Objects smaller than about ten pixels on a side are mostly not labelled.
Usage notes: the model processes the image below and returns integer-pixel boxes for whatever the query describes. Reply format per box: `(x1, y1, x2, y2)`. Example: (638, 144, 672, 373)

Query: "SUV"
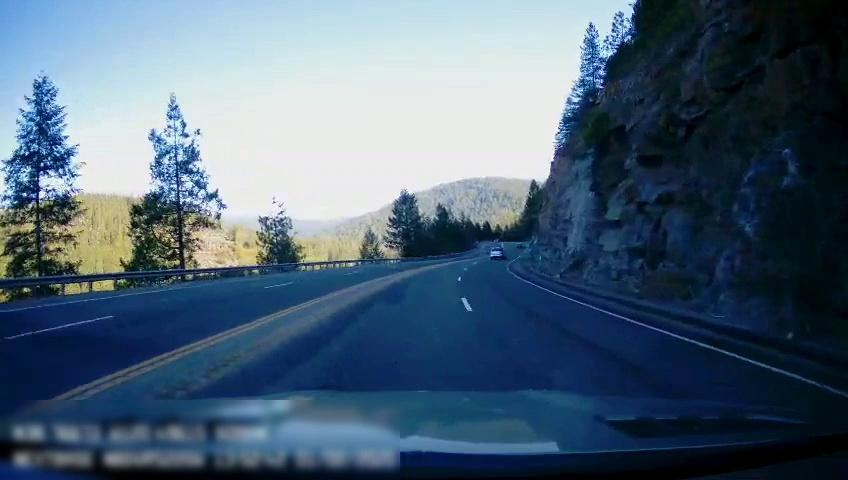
(489, 246, 506, 260)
